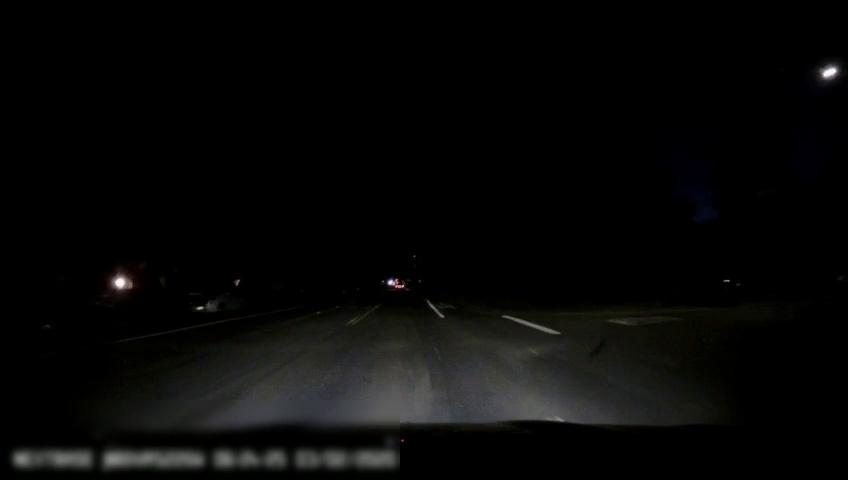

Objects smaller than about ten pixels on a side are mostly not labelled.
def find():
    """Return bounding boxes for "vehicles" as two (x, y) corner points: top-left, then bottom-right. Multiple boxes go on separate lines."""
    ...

(393, 282), (406, 291)
(189, 291), (249, 315)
